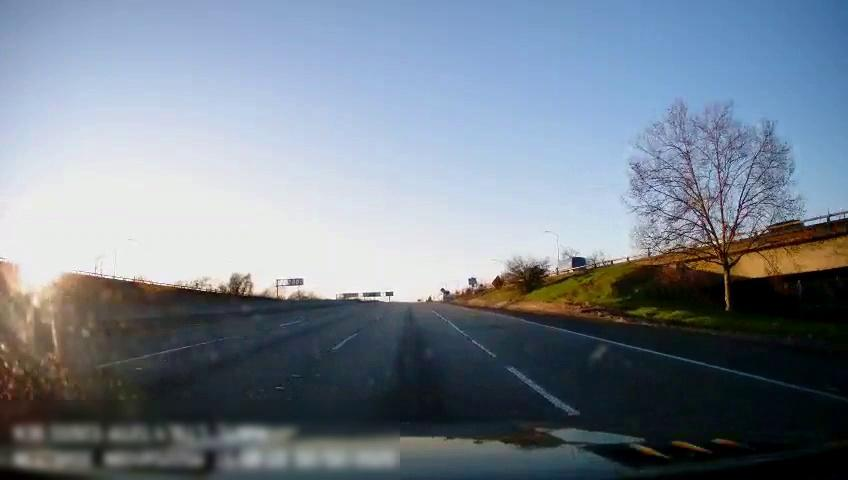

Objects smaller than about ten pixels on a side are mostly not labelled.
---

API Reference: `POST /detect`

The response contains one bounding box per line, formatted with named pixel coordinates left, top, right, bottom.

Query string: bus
left=438, top=290, right=450, bottom=299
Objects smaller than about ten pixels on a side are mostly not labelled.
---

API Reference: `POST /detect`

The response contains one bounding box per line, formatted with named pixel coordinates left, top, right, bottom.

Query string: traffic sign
left=492, top=275, right=504, bottom=290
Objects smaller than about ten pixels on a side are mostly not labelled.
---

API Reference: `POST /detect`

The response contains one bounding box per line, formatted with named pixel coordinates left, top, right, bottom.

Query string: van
left=558, top=256, right=587, bottom=271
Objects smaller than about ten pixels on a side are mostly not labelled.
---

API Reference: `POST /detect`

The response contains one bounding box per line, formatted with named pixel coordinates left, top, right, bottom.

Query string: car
left=769, top=218, right=801, bottom=233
